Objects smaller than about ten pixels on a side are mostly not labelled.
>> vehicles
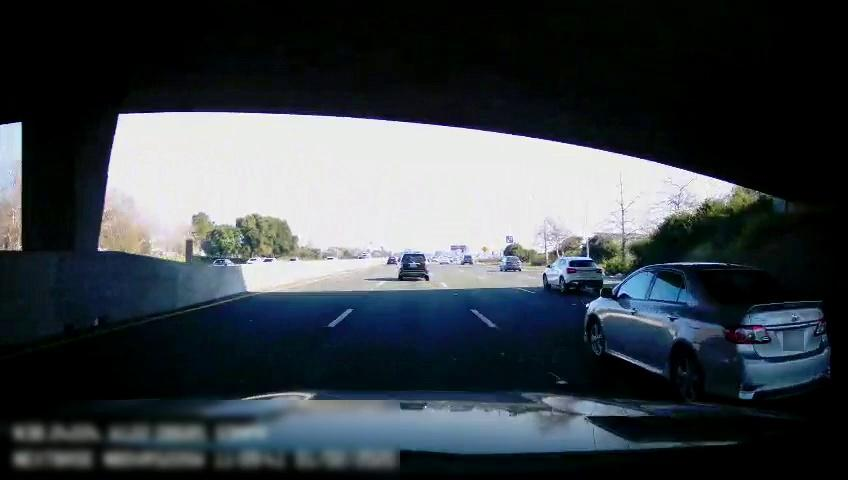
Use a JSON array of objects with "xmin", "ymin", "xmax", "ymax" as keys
[
  {"xmin": 323, "ymin": 255, "xmax": 339, "ymax": 261},
  {"xmin": 461, "ymin": 255, "xmax": 473, "ymax": 266},
  {"xmin": 288, "ymin": 256, "xmax": 304, "ymax": 264},
  {"xmin": 212, "ymin": 257, "xmax": 236, "ymax": 266},
  {"xmin": 499, "ymin": 255, "xmax": 522, "ymax": 272},
  {"xmin": 439, "ymin": 257, "xmax": 450, "ymax": 265},
  {"xmin": 397, "ymin": 253, "xmax": 431, "ymax": 282},
  {"xmin": 582, "ymin": 261, "xmax": 834, "ymax": 404},
  {"xmin": 541, "ymin": 255, "xmax": 605, "ymax": 296},
  {"xmin": 246, "ymin": 256, "xmax": 266, "ymax": 265},
  {"xmin": 261, "ymin": 257, "xmax": 280, "ymax": 264},
  {"xmin": 386, "ymin": 256, "xmax": 398, "ymax": 266}
]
